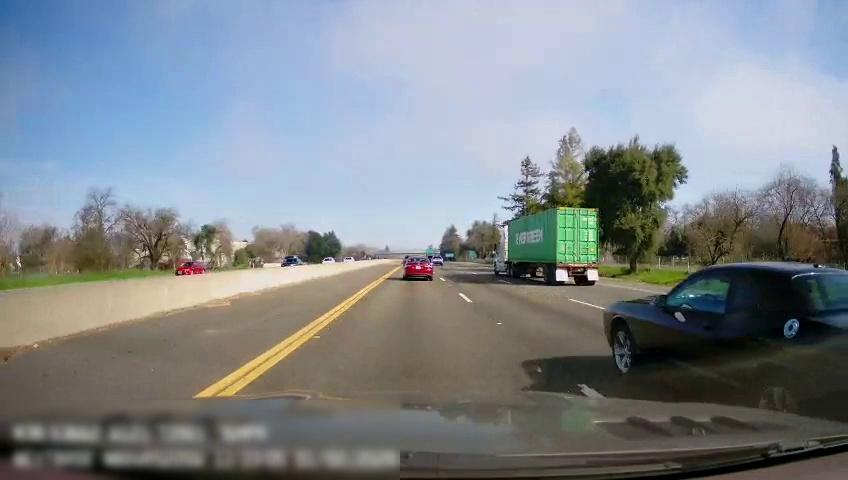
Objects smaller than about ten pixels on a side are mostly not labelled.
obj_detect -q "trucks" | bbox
[494,206,600,285]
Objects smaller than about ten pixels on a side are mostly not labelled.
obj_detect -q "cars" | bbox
[322,257,336,265]
[403,258,433,280]
[174,261,206,276]
[281,256,302,267]
[601,260,848,423]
